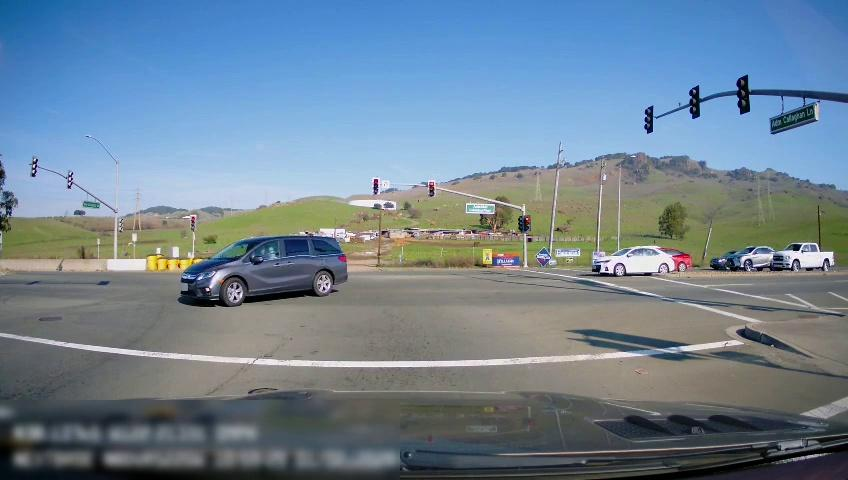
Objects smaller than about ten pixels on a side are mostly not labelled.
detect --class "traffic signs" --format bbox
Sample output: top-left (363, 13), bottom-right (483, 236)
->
top-left (768, 100), bottom-right (821, 135)
top-left (82, 199), bottom-right (101, 209)
top-left (464, 201), bottom-right (497, 216)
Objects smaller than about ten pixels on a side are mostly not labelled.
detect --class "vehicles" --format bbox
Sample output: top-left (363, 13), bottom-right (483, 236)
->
top-left (771, 243), bottom-right (836, 273)
top-left (725, 245), bottom-right (778, 272)
top-left (709, 250), bottom-right (740, 271)
top-left (590, 246), bottom-right (676, 277)
top-left (179, 235), bottom-right (349, 307)
top-left (651, 247), bottom-right (693, 273)
top-left (634, 245), bottom-right (661, 251)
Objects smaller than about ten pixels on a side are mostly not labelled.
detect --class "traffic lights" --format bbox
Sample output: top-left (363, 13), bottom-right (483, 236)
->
top-left (516, 215), bottom-right (525, 232)
top-left (30, 156), bottom-right (40, 178)
top-left (523, 214), bottom-right (532, 232)
top-left (687, 84), bottom-right (702, 120)
top-left (117, 215), bottom-right (125, 233)
top-left (643, 104), bottom-right (655, 135)
top-left (371, 176), bottom-right (382, 196)
top-left (735, 74), bottom-right (751, 115)
top-left (66, 169), bottom-right (75, 190)
top-left (426, 178), bottom-right (437, 197)
top-left (189, 214), bottom-right (198, 232)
